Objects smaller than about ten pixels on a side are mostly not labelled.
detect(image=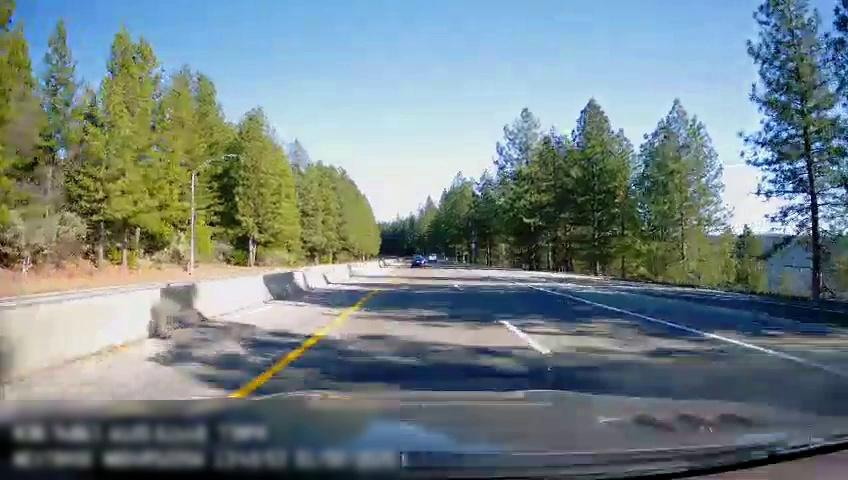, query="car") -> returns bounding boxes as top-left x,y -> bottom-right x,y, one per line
410,257 -> 423,268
